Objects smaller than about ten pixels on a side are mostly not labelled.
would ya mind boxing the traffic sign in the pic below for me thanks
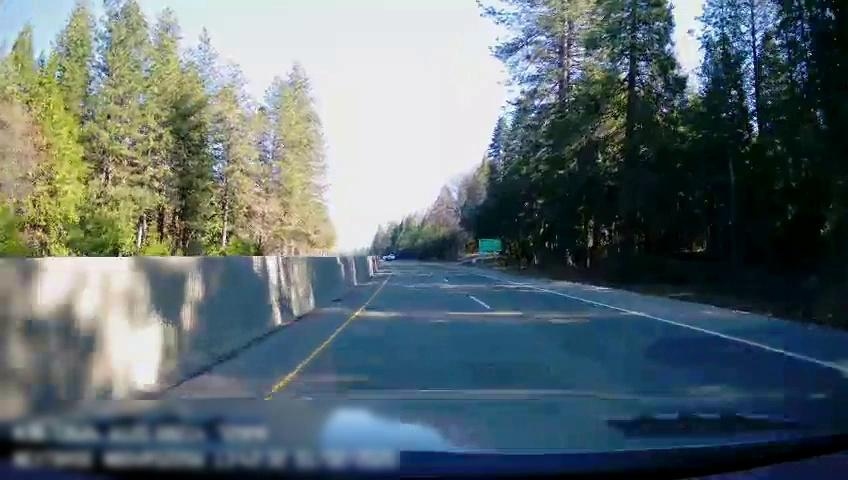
[478,238,503,255]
